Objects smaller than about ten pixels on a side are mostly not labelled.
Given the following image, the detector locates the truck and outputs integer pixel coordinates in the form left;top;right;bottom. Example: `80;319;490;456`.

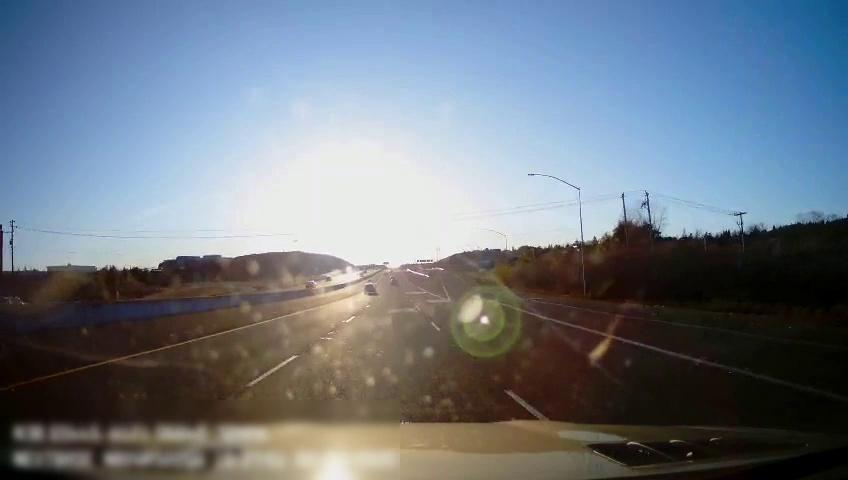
305;280;317;289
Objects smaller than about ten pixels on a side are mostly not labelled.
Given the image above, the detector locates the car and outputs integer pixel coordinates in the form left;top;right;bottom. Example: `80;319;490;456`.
363;282;376;294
